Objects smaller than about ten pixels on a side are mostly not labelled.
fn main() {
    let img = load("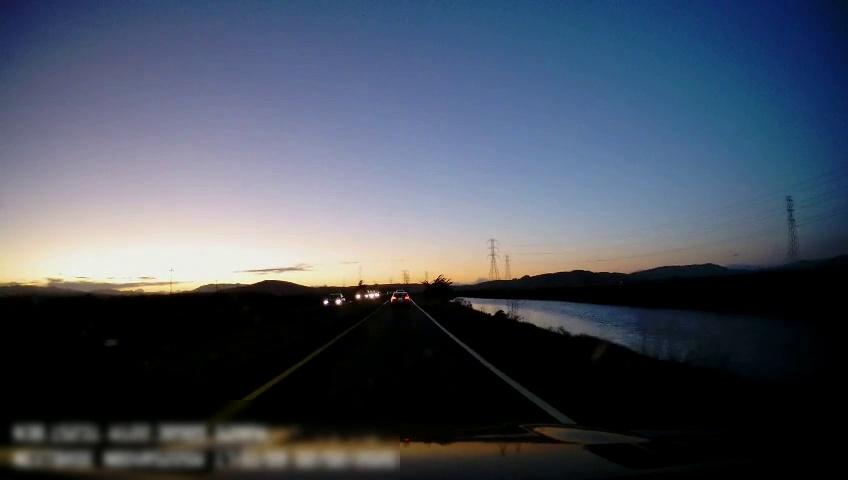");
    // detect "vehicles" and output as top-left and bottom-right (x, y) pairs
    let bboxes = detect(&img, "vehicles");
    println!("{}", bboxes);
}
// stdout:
(390, 291), (411, 307)
(322, 293), (346, 308)
(354, 290), (371, 302)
